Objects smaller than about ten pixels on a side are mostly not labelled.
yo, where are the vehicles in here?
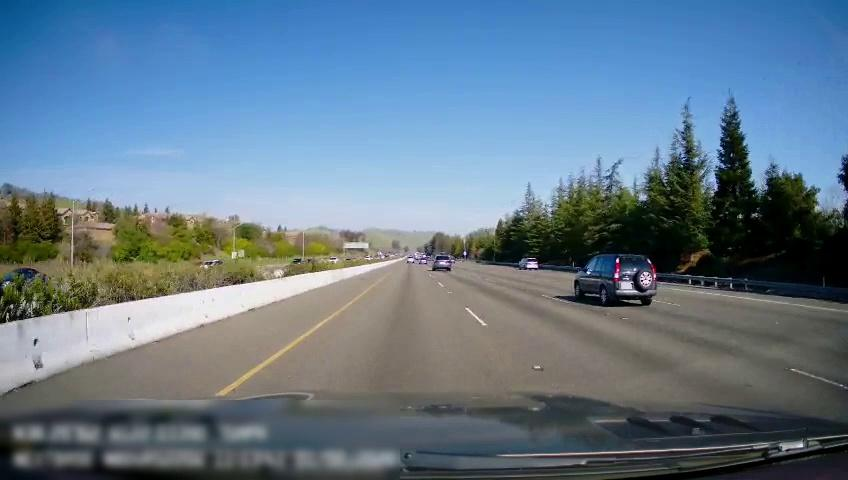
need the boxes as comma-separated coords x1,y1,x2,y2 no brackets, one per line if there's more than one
326,256,342,265
573,252,658,307
199,259,225,271
431,254,452,271
0,266,49,297
518,257,539,270
289,258,306,265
